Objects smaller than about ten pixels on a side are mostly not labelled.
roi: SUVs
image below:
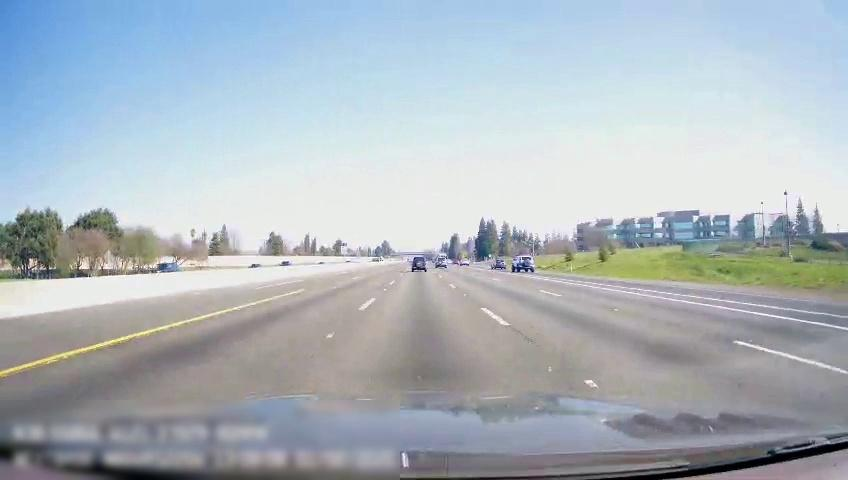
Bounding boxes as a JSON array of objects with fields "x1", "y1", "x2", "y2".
[
  {"x1": 147, "y1": 262, "x2": 177, "y2": 274},
  {"x1": 411, "y1": 256, "x2": 427, "y2": 272},
  {"x1": 511, "y1": 255, "x2": 535, "y2": 272}
]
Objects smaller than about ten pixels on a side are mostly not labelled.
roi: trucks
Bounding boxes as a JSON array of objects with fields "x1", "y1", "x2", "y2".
[{"x1": 280, "y1": 261, "x2": 293, "y2": 266}]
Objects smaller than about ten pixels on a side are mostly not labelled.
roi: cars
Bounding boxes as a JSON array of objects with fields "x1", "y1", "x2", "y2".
[
  {"x1": 434, "y1": 256, "x2": 448, "y2": 269},
  {"x1": 490, "y1": 259, "x2": 507, "y2": 270},
  {"x1": 248, "y1": 263, "x2": 261, "y2": 268}
]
